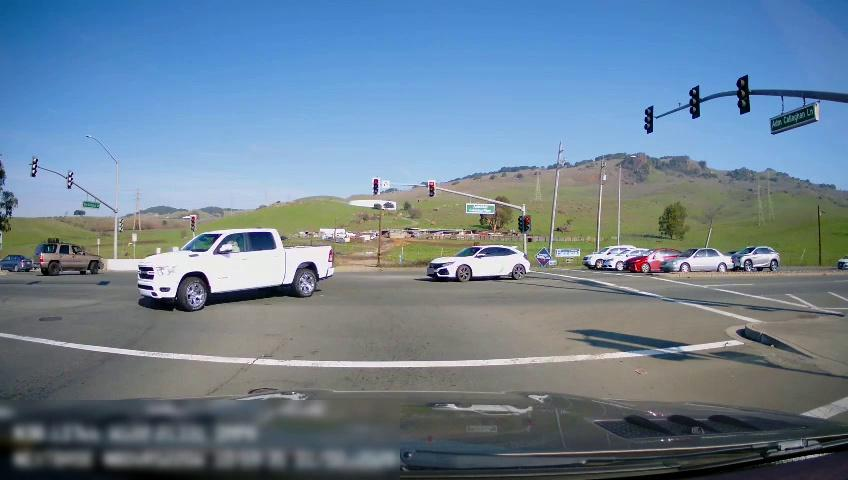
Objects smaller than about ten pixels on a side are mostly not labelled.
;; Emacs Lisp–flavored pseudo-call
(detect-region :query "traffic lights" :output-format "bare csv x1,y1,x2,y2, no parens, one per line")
189,214,198,232
117,215,125,233
516,215,525,232
30,156,40,178
735,74,751,115
426,178,437,197
523,214,532,232
687,84,702,120
643,104,655,135
66,169,75,190
371,176,382,196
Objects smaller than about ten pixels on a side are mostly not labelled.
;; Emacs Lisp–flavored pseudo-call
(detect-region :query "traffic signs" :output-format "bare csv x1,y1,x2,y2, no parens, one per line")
464,201,497,216
82,199,101,209
768,100,821,135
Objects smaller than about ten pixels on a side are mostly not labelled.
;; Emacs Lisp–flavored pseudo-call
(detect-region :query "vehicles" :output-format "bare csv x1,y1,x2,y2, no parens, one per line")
582,245,637,270
0,254,34,273
426,244,532,282
34,236,105,277
836,255,848,271
600,247,651,272
622,247,684,274
730,246,780,273
660,247,734,273
725,251,739,259
136,227,337,312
